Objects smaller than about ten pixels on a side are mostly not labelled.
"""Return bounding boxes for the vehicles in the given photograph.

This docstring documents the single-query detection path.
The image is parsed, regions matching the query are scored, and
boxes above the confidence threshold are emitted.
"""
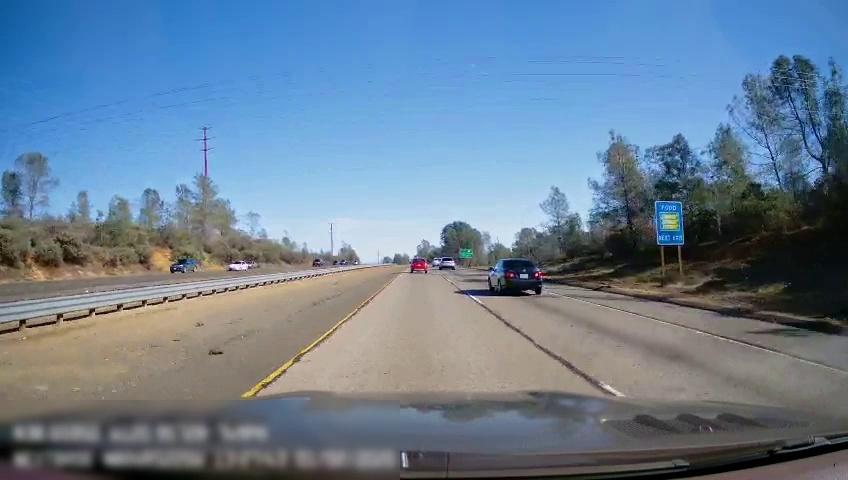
[230,261,249,272]
[487,258,543,297]
[170,256,199,274]
[311,258,326,268]
[438,256,456,271]
[409,257,429,274]
[433,257,441,268]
